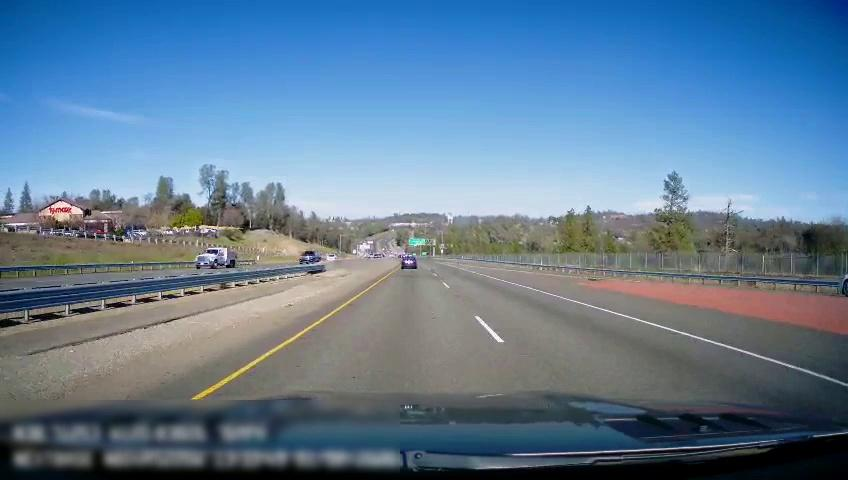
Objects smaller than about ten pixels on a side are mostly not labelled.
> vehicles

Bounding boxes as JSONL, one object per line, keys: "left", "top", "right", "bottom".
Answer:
{"left": 401, "top": 254, "right": 419, "bottom": 270}
{"left": 299, "top": 250, "right": 322, "bottom": 265}
{"left": 838, "top": 273, "right": 848, "bottom": 297}
{"left": 194, "top": 248, "right": 237, "bottom": 269}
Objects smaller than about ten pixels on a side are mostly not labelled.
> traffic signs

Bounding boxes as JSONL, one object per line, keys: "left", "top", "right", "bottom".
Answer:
{"left": 407, "top": 238, "right": 427, "bottom": 246}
